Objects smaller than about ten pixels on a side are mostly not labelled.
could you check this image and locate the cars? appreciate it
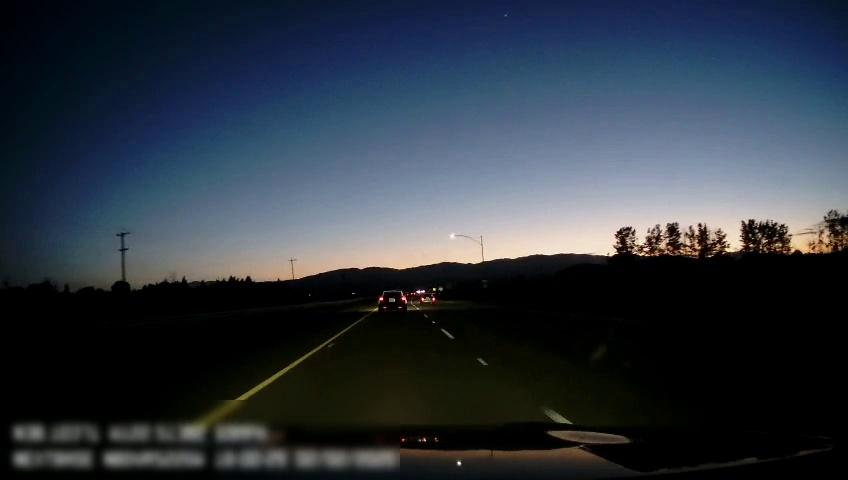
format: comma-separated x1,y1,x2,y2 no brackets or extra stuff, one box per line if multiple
420,292,435,304
379,289,407,312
